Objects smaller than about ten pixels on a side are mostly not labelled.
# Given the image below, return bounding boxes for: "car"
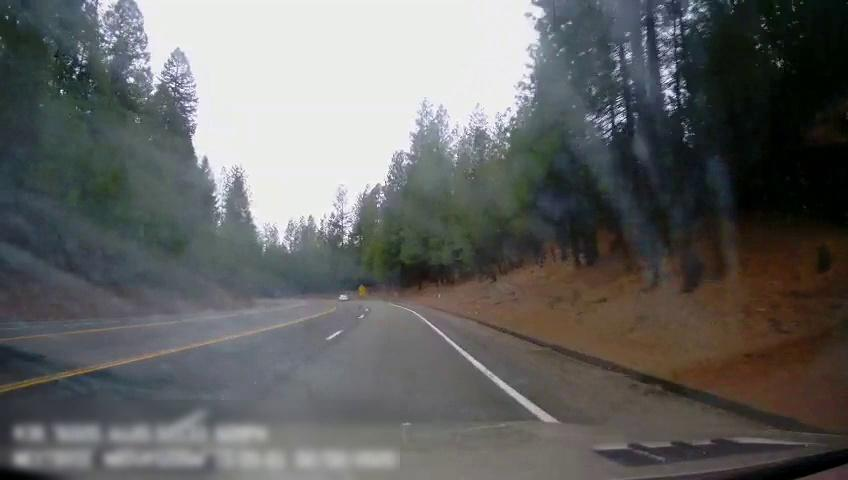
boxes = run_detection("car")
[337,294,349,301]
